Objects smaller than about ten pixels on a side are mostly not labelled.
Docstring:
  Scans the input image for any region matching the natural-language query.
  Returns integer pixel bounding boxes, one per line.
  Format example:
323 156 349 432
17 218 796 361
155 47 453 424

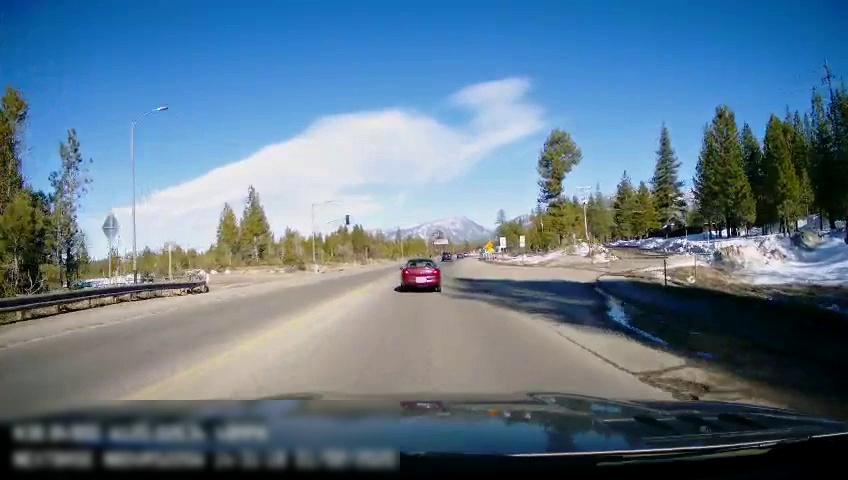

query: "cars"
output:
399 259 441 290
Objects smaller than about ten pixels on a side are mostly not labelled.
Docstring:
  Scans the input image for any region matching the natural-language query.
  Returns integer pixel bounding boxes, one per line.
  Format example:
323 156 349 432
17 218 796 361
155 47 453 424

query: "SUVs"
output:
441 252 452 262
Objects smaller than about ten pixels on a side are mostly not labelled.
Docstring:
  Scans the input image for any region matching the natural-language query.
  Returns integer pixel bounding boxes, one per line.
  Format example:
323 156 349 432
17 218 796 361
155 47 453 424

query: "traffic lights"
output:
345 214 351 225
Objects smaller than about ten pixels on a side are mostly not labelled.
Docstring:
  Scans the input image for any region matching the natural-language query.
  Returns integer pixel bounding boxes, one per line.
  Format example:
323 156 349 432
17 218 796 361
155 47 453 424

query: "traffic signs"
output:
520 234 525 245
499 237 506 248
